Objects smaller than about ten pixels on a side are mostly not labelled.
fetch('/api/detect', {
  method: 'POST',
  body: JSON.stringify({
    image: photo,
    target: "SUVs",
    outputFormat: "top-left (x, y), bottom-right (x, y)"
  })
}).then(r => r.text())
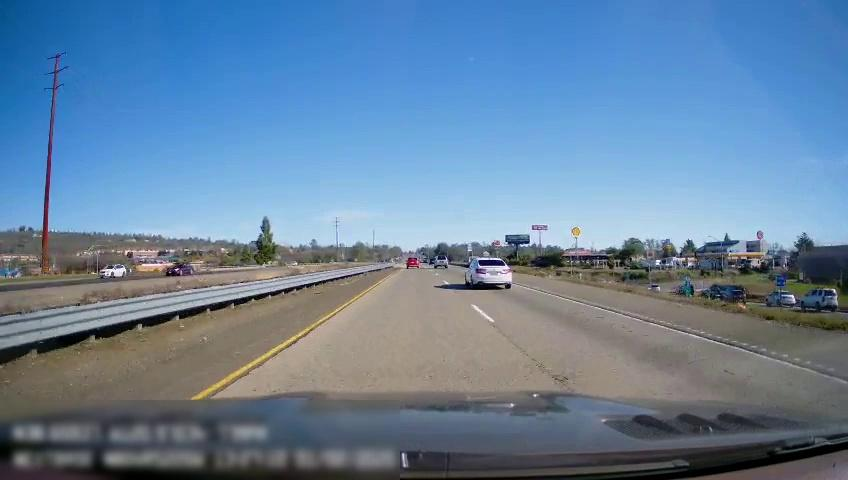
top-left (99, 264), bottom-right (127, 280)
top-left (433, 255), bottom-right (450, 269)
top-left (406, 256), bottom-right (421, 269)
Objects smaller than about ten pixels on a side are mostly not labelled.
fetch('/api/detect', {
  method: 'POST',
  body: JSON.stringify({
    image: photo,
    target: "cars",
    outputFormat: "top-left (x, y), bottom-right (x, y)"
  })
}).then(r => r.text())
top-left (462, 257), bottom-right (512, 290)
top-left (166, 263), bottom-right (193, 277)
